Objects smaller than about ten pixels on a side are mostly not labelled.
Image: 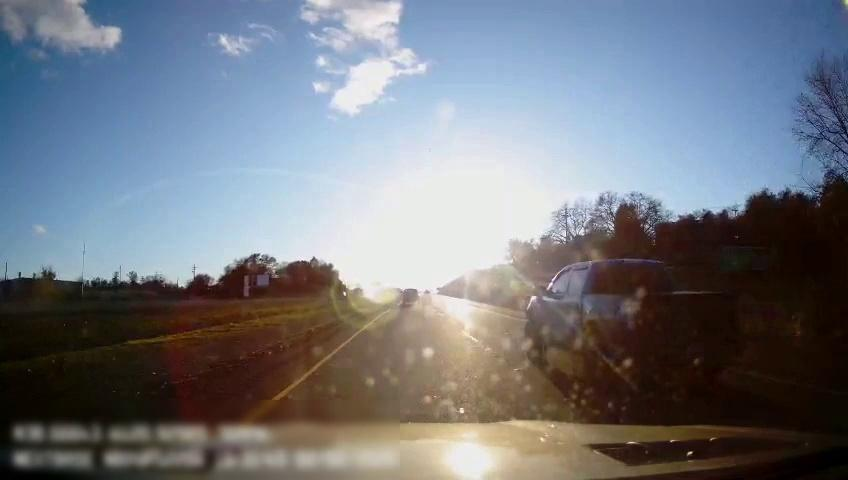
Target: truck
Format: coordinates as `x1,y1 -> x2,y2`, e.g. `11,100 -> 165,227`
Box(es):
526,260 -> 741,385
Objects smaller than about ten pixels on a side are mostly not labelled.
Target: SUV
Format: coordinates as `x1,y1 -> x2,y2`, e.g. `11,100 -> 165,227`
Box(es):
400,288 -> 419,305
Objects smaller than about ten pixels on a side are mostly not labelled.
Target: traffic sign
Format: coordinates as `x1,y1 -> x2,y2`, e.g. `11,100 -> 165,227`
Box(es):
723,246 -> 766,273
